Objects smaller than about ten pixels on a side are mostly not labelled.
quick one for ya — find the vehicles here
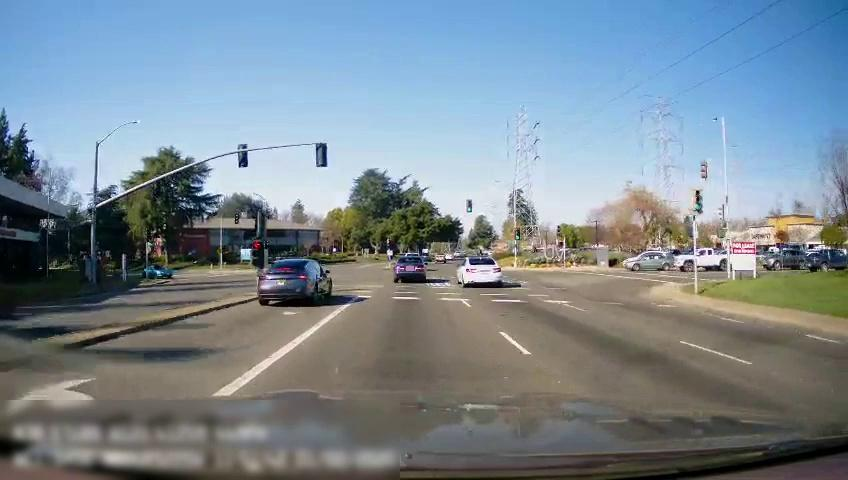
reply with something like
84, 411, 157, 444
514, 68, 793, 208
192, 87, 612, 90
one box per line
256, 258, 333, 307
805, 248, 848, 273
142, 265, 173, 279
674, 247, 728, 273
456, 256, 502, 289
762, 248, 807, 271
623, 251, 672, 272
394, 257, 426, 283
434, 254, 446, 263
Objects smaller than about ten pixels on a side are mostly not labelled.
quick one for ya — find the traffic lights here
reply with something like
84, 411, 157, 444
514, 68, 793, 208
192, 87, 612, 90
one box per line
315, 143, 328, 168
252, 238, 264, 266
515, 226, 520, 240
466, 199, 472, 212
237, 143, 248, 168
699, 160, 708, 179
695, 190, 704, 215
234, 209, 240, 225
